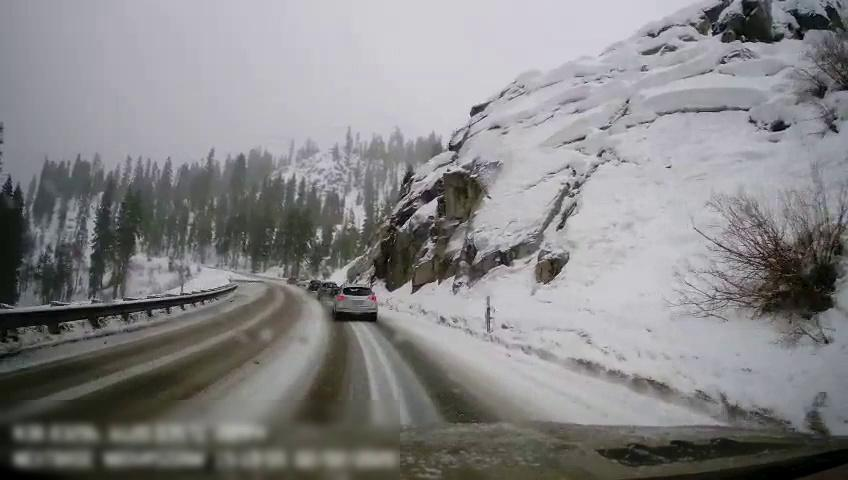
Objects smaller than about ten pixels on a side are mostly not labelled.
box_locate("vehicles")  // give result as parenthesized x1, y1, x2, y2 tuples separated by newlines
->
(330, 283, 379, 323)
(296, 278, 307, 287)
(306, 280, 322, 292)
(316, 281, 339, 301)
